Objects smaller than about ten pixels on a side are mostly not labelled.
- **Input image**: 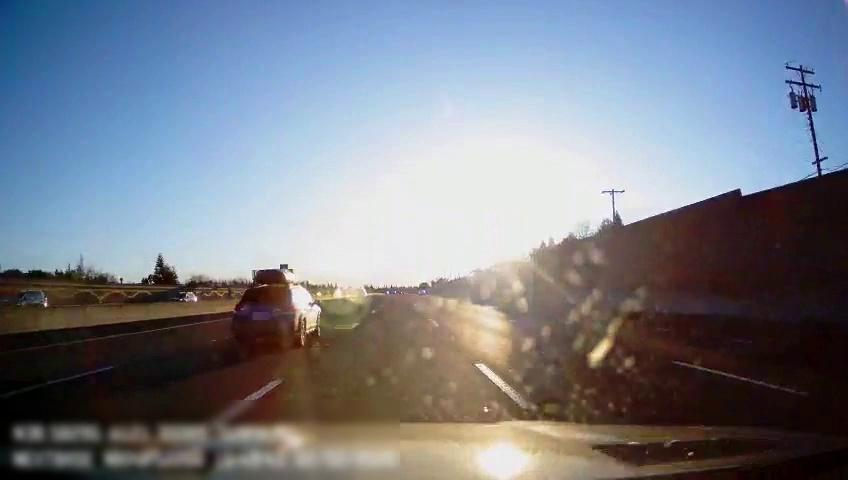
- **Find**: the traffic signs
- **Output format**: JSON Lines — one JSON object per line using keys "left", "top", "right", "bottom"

{"left": 250, "top": 269, "right": 257, "bottom": 280}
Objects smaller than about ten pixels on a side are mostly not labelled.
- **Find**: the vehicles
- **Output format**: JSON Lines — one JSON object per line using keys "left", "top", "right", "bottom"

{"left": 233, "top": 270, "right": 323, "bottom": 350}
{"left": 169, "top": 291, "right": 198, "bottom": 304}
{"left": 0, "top": 289, "right": 48, "bottom": 310}
{"left": 344, "top": 286, "right": 367, "bottom": 305}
